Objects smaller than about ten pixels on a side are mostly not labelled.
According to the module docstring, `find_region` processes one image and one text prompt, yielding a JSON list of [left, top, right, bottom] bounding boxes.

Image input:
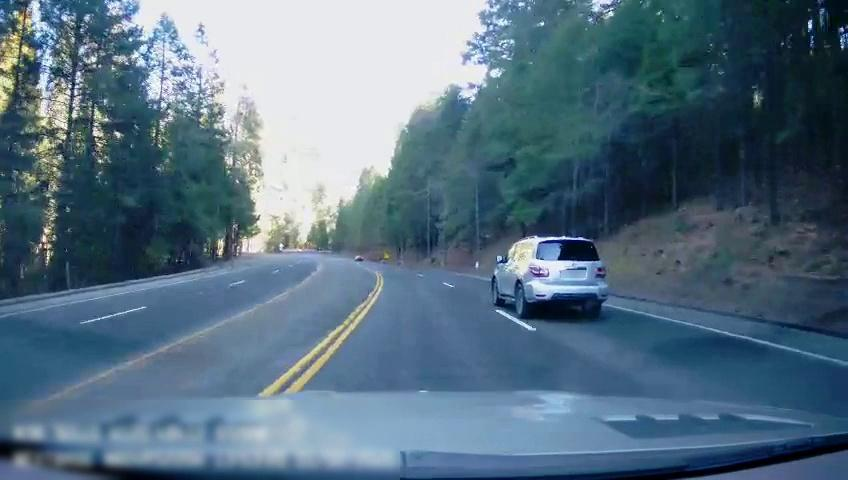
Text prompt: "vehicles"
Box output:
[[489, 235, 609, 321], [352, 252, 365, 262]]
